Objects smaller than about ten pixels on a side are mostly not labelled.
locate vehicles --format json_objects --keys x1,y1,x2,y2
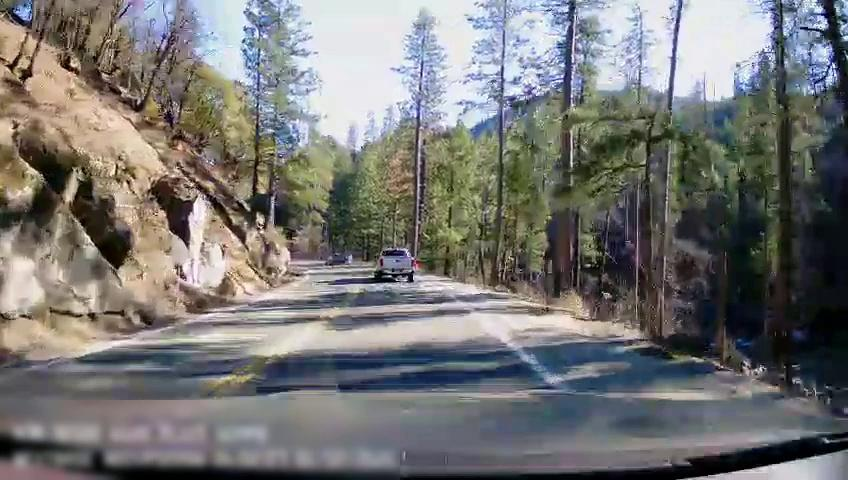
[
  {"x1": 327, "y1": 253, "x2": 344, "y2": 267},
  {"x1": 374, "y1": 247, "x2": 417, "y2": 282}
]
